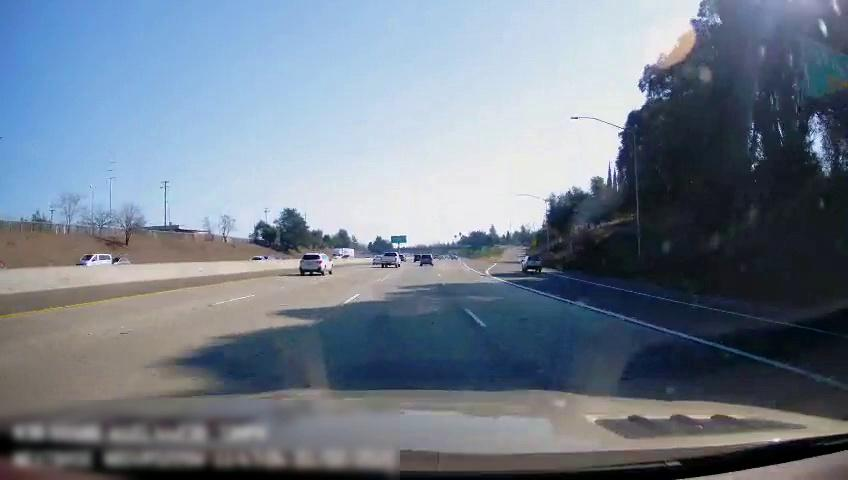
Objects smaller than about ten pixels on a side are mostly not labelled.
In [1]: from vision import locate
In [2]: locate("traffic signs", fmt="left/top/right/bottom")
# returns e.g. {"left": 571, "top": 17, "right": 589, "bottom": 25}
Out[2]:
{"left": 391, "top": 235, "right": 407, "bottom": 243}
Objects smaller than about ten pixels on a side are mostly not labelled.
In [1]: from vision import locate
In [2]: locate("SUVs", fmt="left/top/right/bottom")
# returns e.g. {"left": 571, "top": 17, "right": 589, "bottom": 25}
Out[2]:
{"left": 298, "top": 253, "right": 335, "bottom": 276}
{"left": 79, "top": 254, "right": 113, "bottom": 266}
{"left": 418, "top": 254, "right": 433, "bottom": 267}
{"left": 249, "top": 255, "right": 265, "bottom": 263}
{"left": 521, "top": 255, "right": 544, "bottom": 273}
{"left": 112, "top": 256, "right": 128, "bottom": 265}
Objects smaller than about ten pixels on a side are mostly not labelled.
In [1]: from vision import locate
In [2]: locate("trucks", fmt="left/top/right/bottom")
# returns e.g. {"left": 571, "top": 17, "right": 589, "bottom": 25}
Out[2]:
{"left": 331, "top": 248, "right": 354, "bottom": 258}
{"left": 380, "top": 251, "right": 402, "bottom": 269}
